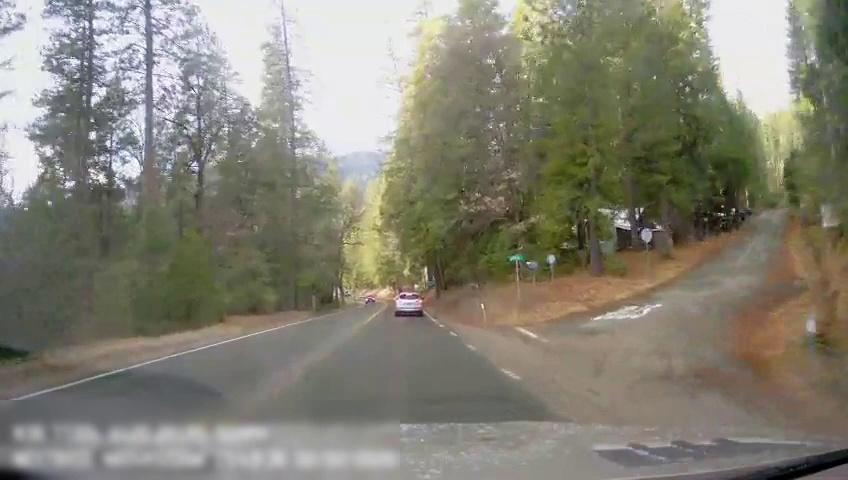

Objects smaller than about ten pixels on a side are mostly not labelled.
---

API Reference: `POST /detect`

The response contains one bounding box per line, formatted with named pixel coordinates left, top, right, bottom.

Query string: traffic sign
left=509, top=255, right=524, bottom=262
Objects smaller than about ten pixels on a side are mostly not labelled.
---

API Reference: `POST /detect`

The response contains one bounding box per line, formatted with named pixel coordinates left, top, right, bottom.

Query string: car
left=394, top=291, right=425, bottom=318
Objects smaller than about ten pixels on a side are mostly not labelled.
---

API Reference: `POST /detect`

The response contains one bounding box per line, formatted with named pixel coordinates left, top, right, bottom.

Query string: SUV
left=365, top=295, right=376, bottom=305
